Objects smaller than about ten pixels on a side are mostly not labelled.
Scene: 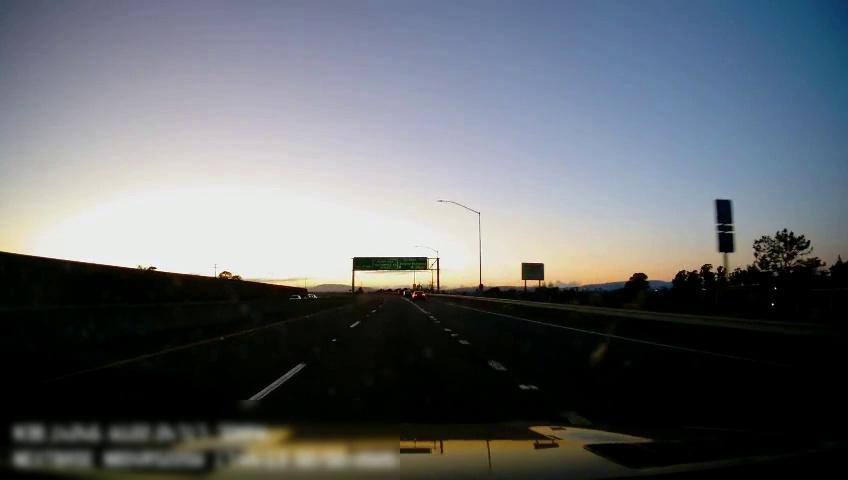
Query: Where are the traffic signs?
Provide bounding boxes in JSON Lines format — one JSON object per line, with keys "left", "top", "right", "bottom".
{"left": 372, "top": 256, "right": 397, "bottom": 271}
{"left": 352, "top": 256, "right": 373, "bottom": 271}
{"left": 396, "top": 256, "right": 427, "bottom": 271}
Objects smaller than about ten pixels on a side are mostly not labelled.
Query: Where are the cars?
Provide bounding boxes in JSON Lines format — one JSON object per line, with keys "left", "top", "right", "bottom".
{"left": 411, "top": 290, "right": 426, "bottom": 300}
{"left": 288, "top": 294, "right": 302, "bottom": 300}
{"left": 303, "top": 293, "right": 318, "bottom": 300}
